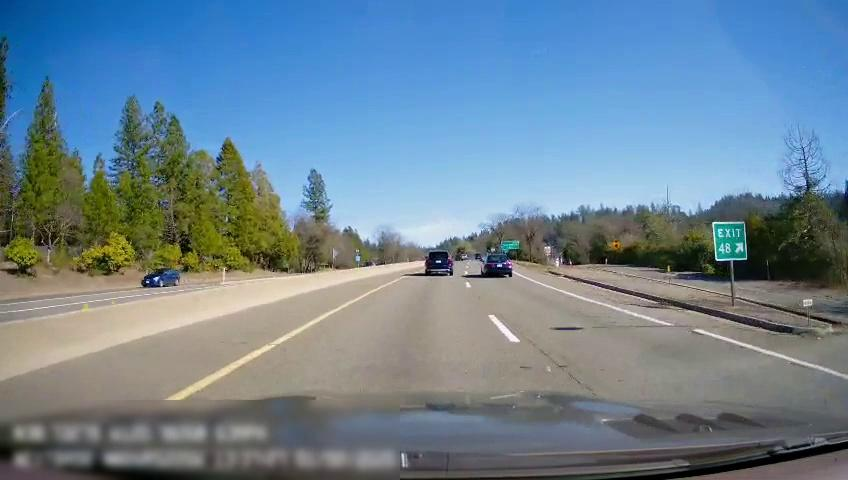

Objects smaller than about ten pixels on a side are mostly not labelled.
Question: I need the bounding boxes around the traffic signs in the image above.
[501,239,520,251]
[712,221,747,261]
[609,239,620,252]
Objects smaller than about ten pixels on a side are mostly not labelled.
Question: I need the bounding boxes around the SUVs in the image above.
[424,251,454,276]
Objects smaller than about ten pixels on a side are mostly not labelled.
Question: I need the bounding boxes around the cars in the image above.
[479,254,513,278]
[144,268,182,288]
